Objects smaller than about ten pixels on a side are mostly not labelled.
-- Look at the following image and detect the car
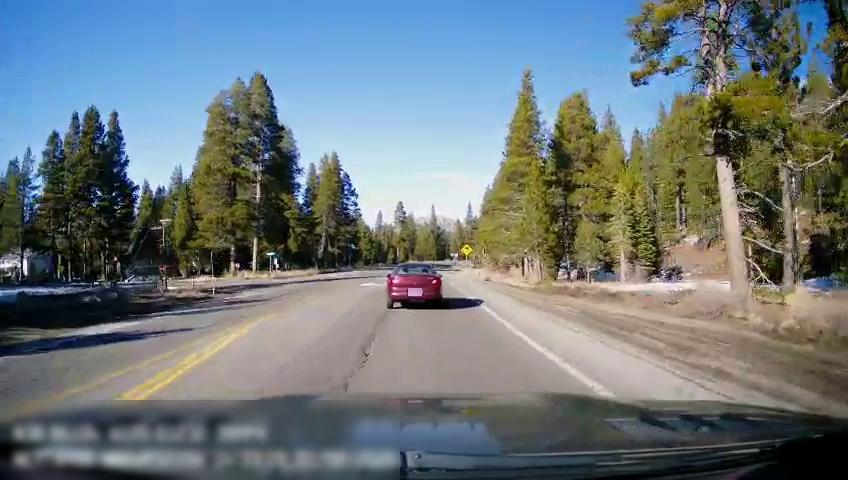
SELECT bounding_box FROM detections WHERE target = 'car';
[386,263,442,309]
